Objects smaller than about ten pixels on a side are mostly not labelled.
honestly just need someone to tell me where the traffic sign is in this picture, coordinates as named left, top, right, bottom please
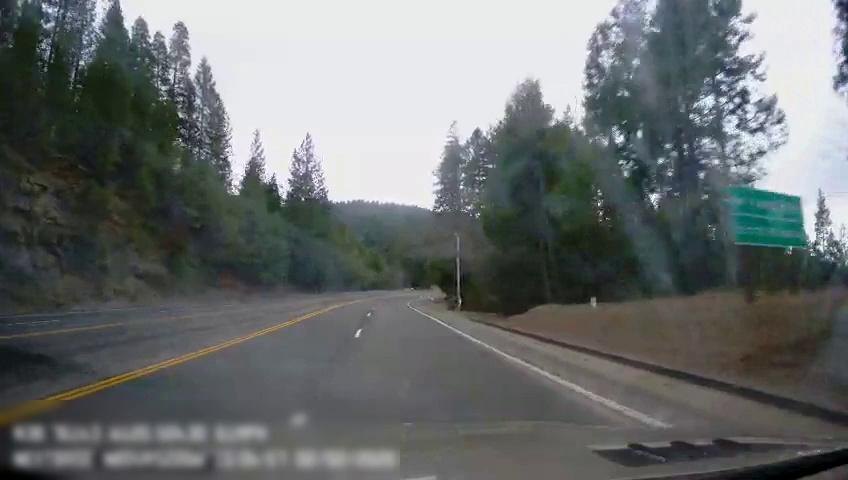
left=722, top=185, right=809, bottom=249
